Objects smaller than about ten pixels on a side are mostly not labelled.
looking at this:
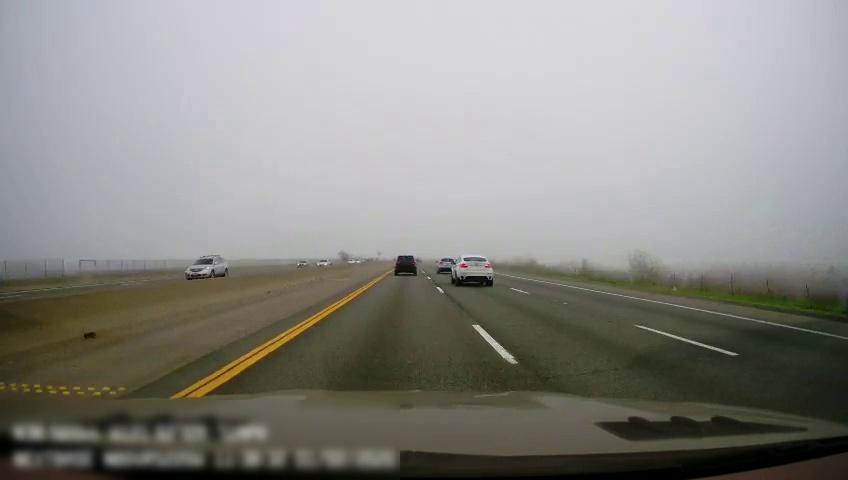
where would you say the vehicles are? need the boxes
[315,259,333,268]
[184,254,230,281]
[450,255,494,287]
[393,255,420,277]
[296,260,311,269]
[435,257,457,274]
